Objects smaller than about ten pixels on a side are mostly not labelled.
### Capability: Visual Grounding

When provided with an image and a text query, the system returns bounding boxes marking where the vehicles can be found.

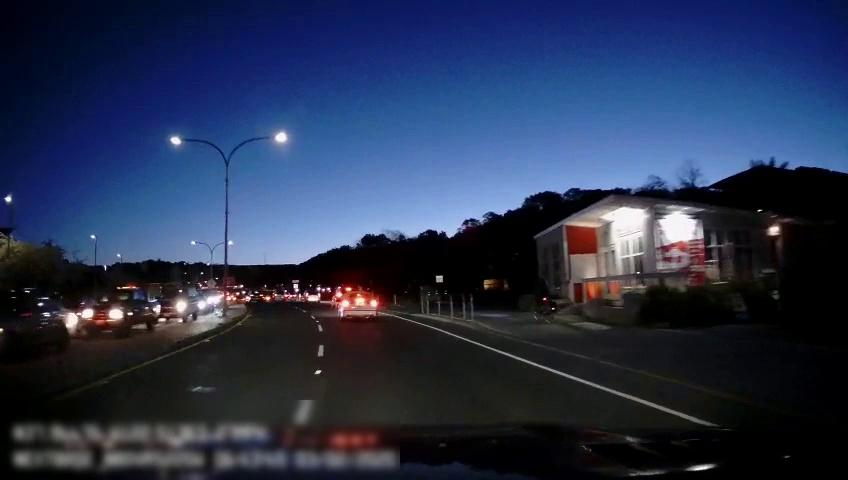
[246,290,264,303]
[80,287,162,339]
[155,288,199,324]
[299,289,320,303]
[336,291,378,321]
[331,284,364,310]
[0,297,73,362]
